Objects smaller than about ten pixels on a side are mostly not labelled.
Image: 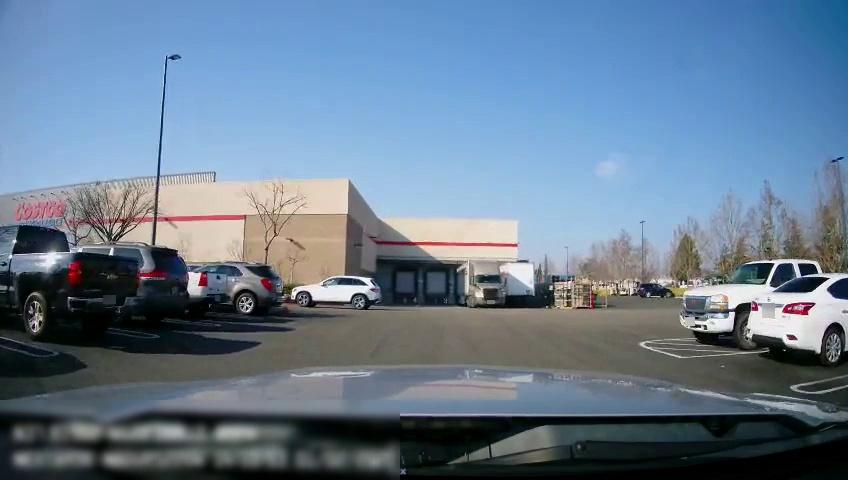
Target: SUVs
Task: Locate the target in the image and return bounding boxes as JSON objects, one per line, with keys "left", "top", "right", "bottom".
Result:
{"left": 637, "top": 283, "right": 673, "bottom": 299}
{"left": 290, "top": 274, "right": 383, "bottom": 310}
{"left": 69, "top": 242, "right": 190, "bottom": 325}
{"left": 193, "top": 260, "right": 285, "bottom": 317}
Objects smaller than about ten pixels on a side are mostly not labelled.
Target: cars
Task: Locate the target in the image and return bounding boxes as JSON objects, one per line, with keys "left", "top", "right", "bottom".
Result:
{"left": 748, "top": 272, "right": 848, "bottom": 368}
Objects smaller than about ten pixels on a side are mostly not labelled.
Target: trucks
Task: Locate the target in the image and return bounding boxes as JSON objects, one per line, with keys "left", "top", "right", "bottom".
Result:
{"left": 185, "top": 270, "right": 228, "bottom": 319}
{"left": 679, "top": 257, "right": 823, "bottom": 351}
{"left": 0, "top": 224, "right": 140, "bottom": 340}
{"left": 454, "top": 260, "right": 507, "bottom": 308}
{"left": 500, "top": 263, "right": 537, "bottom": 301}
